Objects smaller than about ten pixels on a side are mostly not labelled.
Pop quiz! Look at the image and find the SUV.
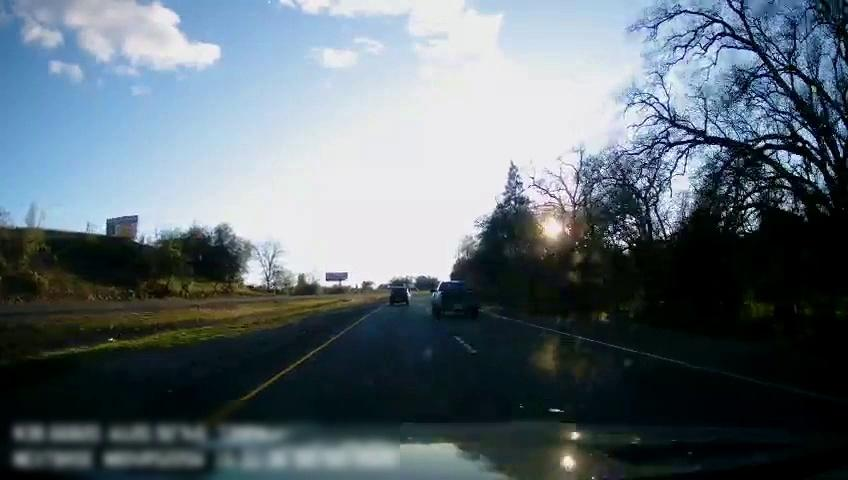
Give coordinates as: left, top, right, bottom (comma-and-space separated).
389, 287, 409, 306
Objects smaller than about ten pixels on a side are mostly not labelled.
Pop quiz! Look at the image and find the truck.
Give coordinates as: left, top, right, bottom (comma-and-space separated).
430, 281, 479, 319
